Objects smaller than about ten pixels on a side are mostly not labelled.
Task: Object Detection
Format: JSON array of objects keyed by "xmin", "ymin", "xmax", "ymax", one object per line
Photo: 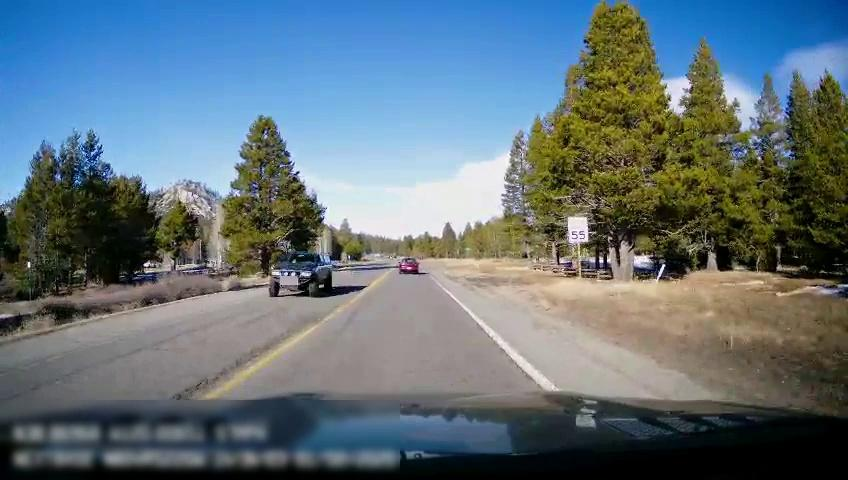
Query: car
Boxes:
[{"xmin": 398, "ymin": 256, "xmax": 419, "ymax": 275}]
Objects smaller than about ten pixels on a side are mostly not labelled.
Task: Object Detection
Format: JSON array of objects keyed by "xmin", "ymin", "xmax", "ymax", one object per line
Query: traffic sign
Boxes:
[{"xmin": 566, "ymin": 214, "xmax": 589, "ymax": 244}]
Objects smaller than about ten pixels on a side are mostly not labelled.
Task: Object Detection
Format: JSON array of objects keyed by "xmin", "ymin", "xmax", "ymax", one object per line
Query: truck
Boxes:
[{"xmin": 268, "ymin": 252, "xmax": 333, "ymax": 298}]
